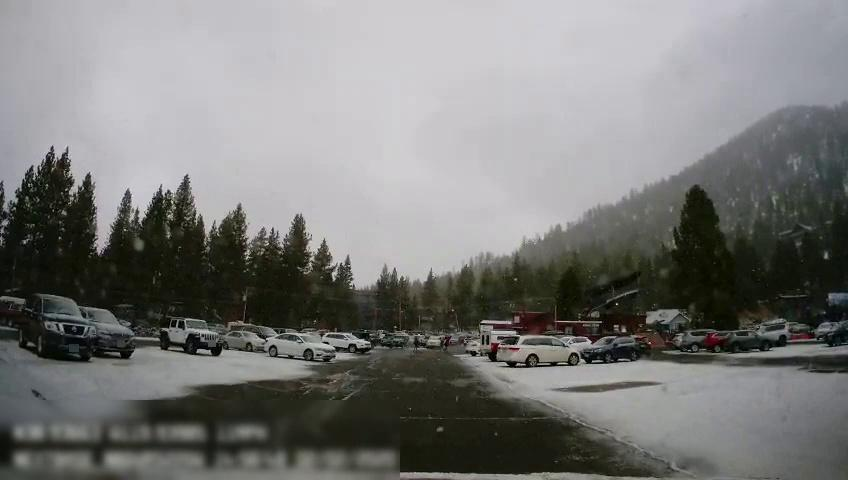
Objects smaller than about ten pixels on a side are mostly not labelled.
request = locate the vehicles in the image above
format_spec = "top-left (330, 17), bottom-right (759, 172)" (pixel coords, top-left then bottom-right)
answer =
top-left (241, 324), bottom-right (279, 339)
top-left (17, 292), bottom-right (97, 362)
top-left (78, 306), bottom-right (135, 360)
top-left (719, 330), bottom-right (770, 353)
top-left (496, 334), bottom-right (581, 368)
top-left (582, 336), bottom-right (640, 365)
top-left (813, 320), bottom-right (835, 340)
top-left (221, 330), bottom-right (264, 353)
top-left (680, 328), bottom-right (713, 353)
top-left (352, 332), bottom-right (371, 342)
top-left (0, 295), bottom-right (25, 328)
top-left (557, 335), bottom-right (592, 347)
top-left (752, 320), bottom-right (791, 348)
top-left (825, 320), bottom-right (848, 347)
top-left (465, 336), bottom-right (480, 357)
top-left (322, 331), bottom-right (371, 354)
top-left (703, 330), bottom-right (721, 353)
top-left (264, 333), bottom-right (336, 362)
top-left (159, 318), bottom-right (222, 357)
top-left (480, 329), bottom-right (518, 361)
top-left (631, 337), bottom-right (653, 359)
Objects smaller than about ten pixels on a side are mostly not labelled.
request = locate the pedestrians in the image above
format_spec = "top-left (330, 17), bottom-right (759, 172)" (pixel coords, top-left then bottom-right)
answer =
top-left (445, 335), bottom-right (451, 352)
top-left (440, 335), bottom-right (445, 352)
